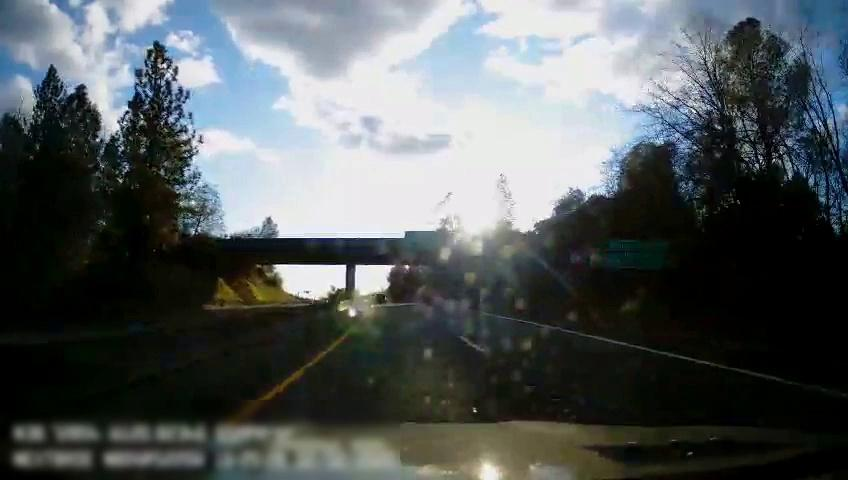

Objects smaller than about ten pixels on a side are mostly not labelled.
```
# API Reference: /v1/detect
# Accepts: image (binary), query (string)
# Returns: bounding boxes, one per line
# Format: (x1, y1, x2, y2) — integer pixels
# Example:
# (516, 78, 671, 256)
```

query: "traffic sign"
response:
(405, 231, 452, 248)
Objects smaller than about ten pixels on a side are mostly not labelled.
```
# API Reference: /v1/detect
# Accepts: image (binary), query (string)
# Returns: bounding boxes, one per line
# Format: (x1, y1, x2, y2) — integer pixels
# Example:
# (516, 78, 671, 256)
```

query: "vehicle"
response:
(375, 292, 388, 305)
